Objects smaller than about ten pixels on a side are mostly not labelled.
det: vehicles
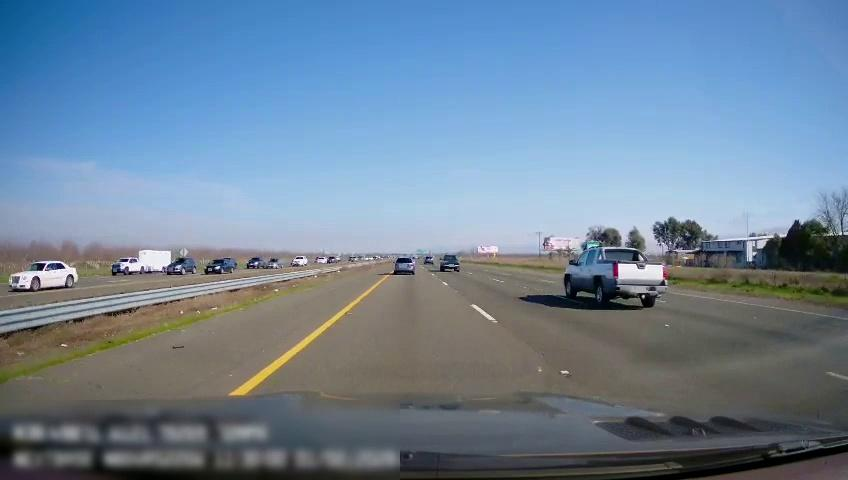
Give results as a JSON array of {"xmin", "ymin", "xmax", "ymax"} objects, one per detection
[
  {"xmin": 265, "ymin": 257, "xmax": 284, "ymax": 270},
  {"xmin": 439, "ymin": 254, "xmax": 460, "ymax": 272},
  {"xmin": 317, "ymin": 257, "xmax": 327, "ymax": 264},
  {"xmin": 166, "ymin": 257, "xmax": 199, "ymax": 275},
  {"xmin": 9, "ymin": 261, "xmax": 79, "ymax": 292},
  {"xmin": 563, "ymin": 246, "xmax": 668, "ymax": 308},
  {"xmin": 393, "ymin": 256, "xmax": 415, "ymax": 275},
  {"xmin": 111, "ymin": 250, "xmax": 171, "ymax": 276},
  {"xmin": 292, "ymin": 256, "xmax": 308, "ymax": 267},
  {"xmin": 326, "ymin": 256, "xmax": 338, "ymax": 265},
  {"xmin": 246, "ymin": 256, "xmax": 266, "ymax": 270},
  {"xmin": 204, "ymin": 258, "xmax": 236, "ymax": 275}
]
